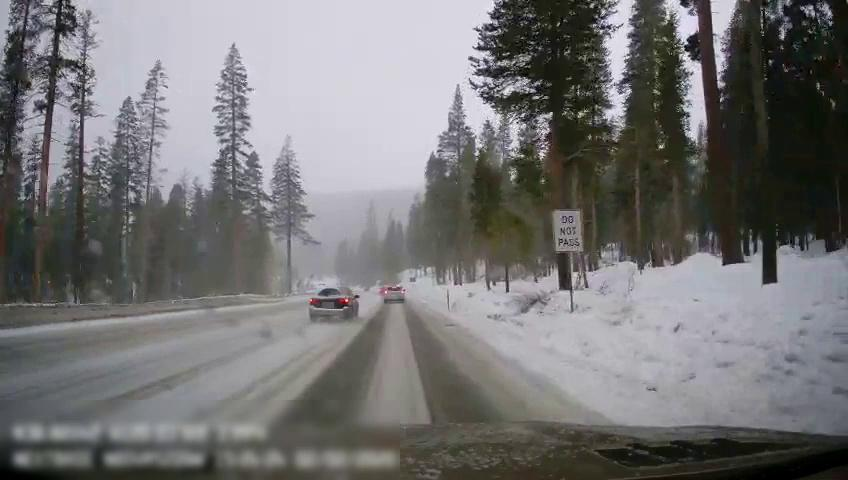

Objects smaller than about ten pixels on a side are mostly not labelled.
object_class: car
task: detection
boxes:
[307,283,362,325]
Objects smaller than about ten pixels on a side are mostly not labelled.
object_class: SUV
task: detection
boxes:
[383,285,406,303]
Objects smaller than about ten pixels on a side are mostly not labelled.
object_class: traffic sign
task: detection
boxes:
[551,209,585,253]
